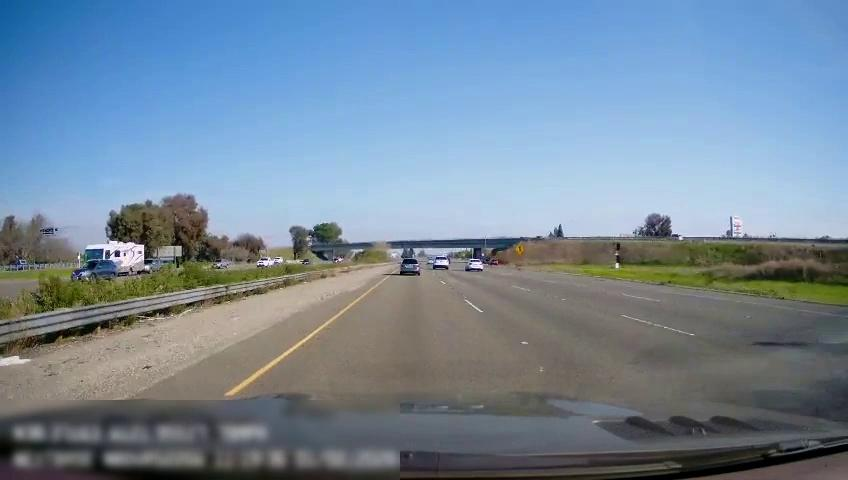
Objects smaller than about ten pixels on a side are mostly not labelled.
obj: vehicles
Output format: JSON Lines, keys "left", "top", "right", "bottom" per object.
{"left": 301, "top": 258, "right": 313, "bottom": 265}
{"left": 432, "top": 255, "right": 449, "bottom": 270}
{"left": 210, "top": 258, "right": 230, "bottom": 270}
{"left": 273, "top": 256, "right": 284, "bottom": 265}
{"left": 256, "top": 256, "right": 275, "bottom": 268}
{"left": 84, "top": 240, "right": 145, "bottom": 277}
{"left": 488, "top": 258, "right": 499, "bottom": 266}
{"left": 70, "top": 258, "right": 120, "bottom": 285}
{"left": 667, "top": 233, "right": 684, "bottom": 242}
{"left": 136, "top": 258, "right": 164, "bottom": 275}
{"left": 399, "top": 258, "right": 421, "bottom": 276}
{"left": 464, "top": 258, "right": 484, "bottom": 272}
{"left": 4, "top": 259, "right": 28, "bottom": 272}
{"left": 427, "top": 256, "right": 437, "bottom": 265}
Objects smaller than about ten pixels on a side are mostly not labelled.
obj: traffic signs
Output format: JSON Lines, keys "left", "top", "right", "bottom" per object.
{"left": 514, "top": 243, "right": 526, "bottom": 256}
